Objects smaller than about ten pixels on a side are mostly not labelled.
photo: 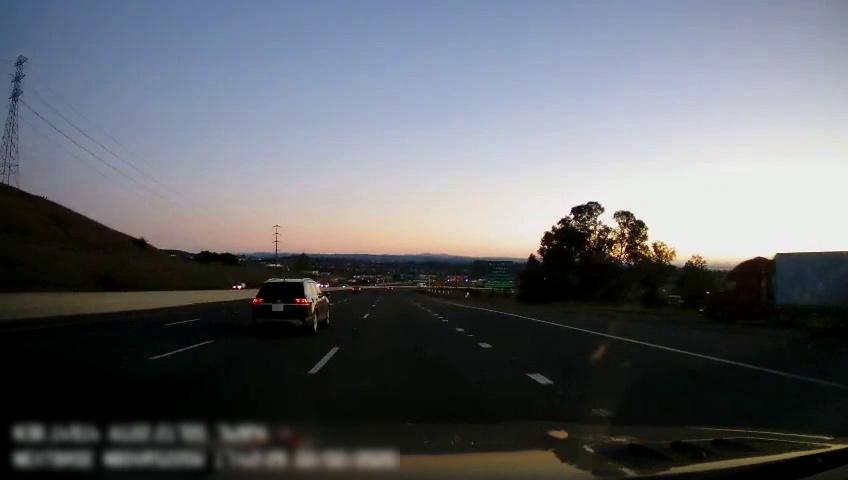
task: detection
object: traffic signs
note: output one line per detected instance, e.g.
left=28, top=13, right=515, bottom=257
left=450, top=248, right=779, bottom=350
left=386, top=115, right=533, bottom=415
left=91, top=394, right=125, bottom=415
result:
left=487, top=260, right=515, bottom=288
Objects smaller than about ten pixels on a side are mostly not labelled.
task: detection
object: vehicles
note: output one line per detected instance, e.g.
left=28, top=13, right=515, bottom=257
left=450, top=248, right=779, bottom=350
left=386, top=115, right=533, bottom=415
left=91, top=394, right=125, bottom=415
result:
left=251, top=277, right=332, bottom=336
left=701, top=248, right=848, bottom=323
left=232, top=282, right=246, bottom=290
